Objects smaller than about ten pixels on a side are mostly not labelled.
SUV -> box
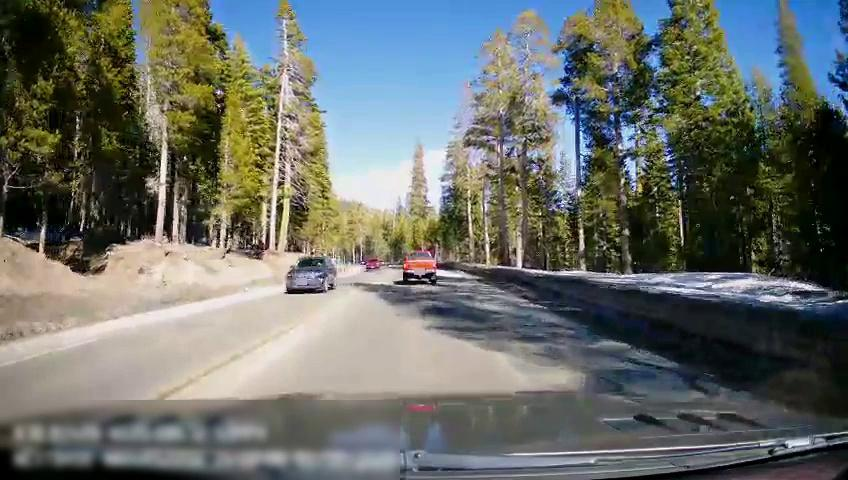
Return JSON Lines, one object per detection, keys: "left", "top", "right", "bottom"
{"left": 364, "top": 256, "right": 383, "bottom": 272}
